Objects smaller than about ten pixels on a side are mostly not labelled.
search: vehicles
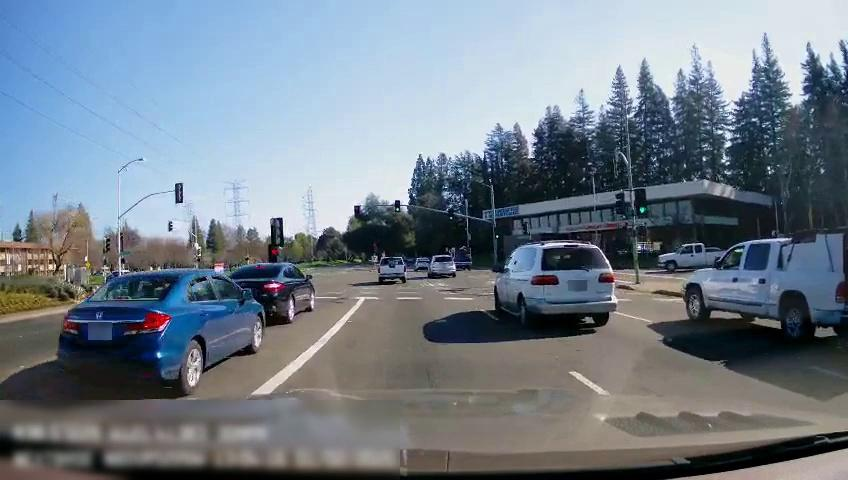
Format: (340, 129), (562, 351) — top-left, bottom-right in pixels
(683, 226), (848, 348)
(227, 262), (316, 327)
(57, 268), (267, 398)
(657, 242), (728, 272)
(377, 256), (408, 285)
(453, 248), (472, 270)
(426, 254), (456, 278)
(414, 256), (431, 272)
(492, 240), (617, 330)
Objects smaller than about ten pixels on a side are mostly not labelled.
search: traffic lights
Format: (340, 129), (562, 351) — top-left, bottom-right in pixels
(393, 199), (401, 214)
(269, 216), (286, 248)
(353, 205), (360, 219)
(614, 191), (628, 216)
(174, 183), (184, 205)
(521, 222), (528, 234)
(167, 218), (175, 233)
(104, 237), (111, 252)
(446, 208), (455, 223)
(268, 244), (279, 263)
(633, 188), (650, 218)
